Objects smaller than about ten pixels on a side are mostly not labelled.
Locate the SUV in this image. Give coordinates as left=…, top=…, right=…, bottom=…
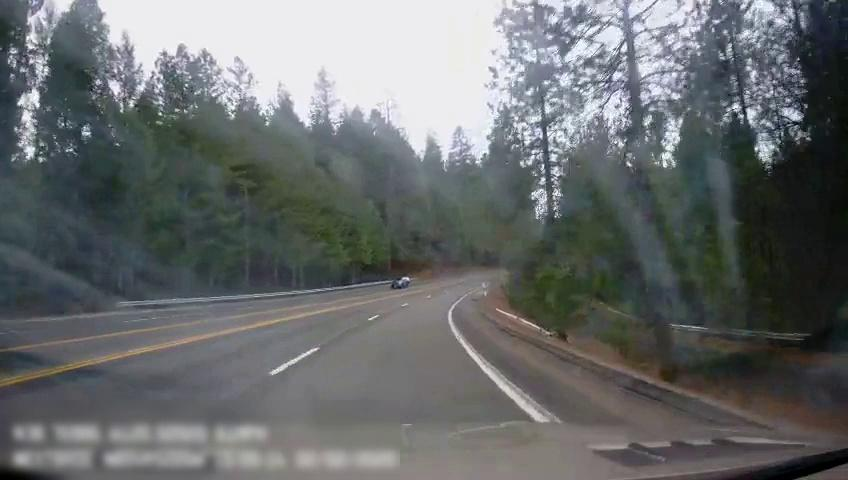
left=391, top=276, right=411, bottom=290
